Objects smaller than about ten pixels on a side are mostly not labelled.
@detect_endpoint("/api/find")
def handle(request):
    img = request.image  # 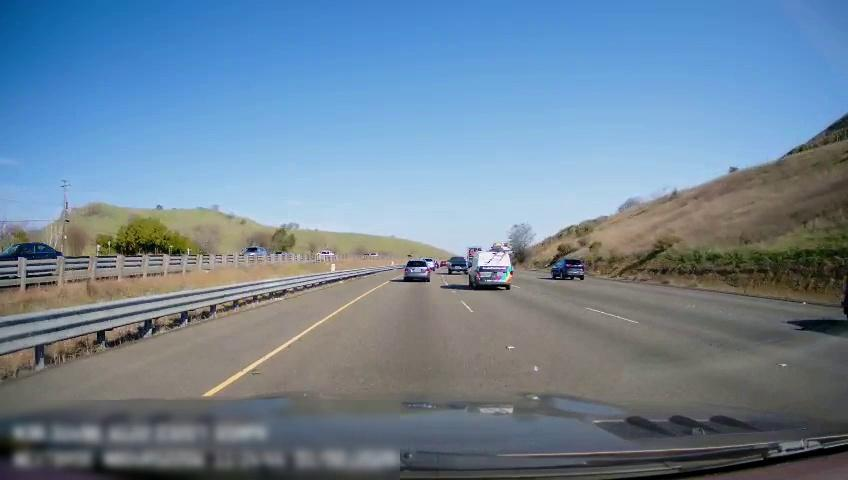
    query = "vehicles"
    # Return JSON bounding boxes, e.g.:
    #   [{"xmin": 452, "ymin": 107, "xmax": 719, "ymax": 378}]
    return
[
  {"xmin": 468, "ymin": 241, "xmax": 514, "ymax": 291},
  {"xmin": 270, "ymin": 250, "xmax": 290, "ymax": 257},
  {"xmin": 403, "ymin": 259, "xmax": 431, "ymax": 282},
  {"xmin": 466, "ymin": 247, "xmax": 483, "ymax": 268},
  {"xmin": 447, "ymin": 255, "xmax": 470, "ymax": 275},
  {"xmin": 550, "ymin": 257, "xmax": 585, "ymax": 281},
  {"xmin": 423, "ymin": 257, "xmax": 436, "ymax": 272},
  {"xmin": 315, "ymin": 249, "xmax": 337, "ymax": 257},
  {"xmin": 368, "ymin": 252, "xmax": 380, "ymax": 257},
  {"xmin": 0, "ymin": 241, "xmax": 64, "ymax": 286},
  {"xmin": 840, "ymin": 276, "xmax": 848, "ymax": 321},
  {"xmin": 239, "ymin": 246, "xmax": 273, "ymax": 257}
]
